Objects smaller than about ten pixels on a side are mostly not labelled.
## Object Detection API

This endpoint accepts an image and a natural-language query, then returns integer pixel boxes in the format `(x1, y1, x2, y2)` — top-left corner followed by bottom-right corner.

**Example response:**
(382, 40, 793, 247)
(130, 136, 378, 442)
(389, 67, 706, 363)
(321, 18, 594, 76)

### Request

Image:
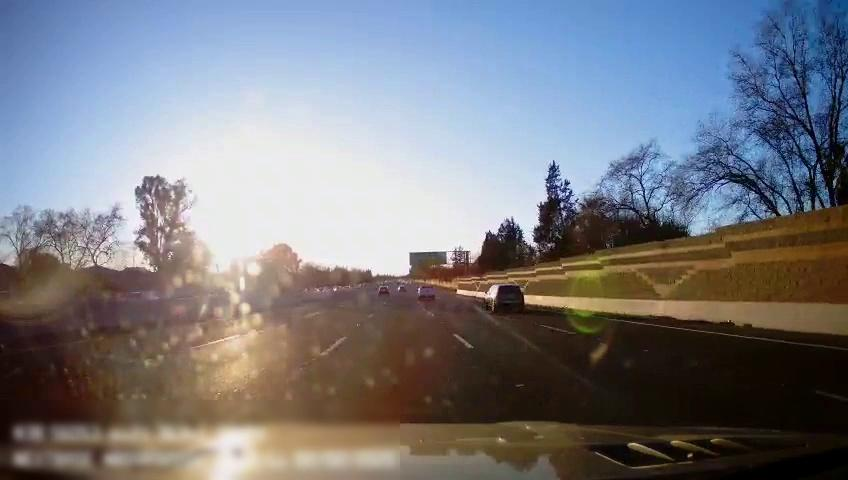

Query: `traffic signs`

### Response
(409, 251, 447, 265)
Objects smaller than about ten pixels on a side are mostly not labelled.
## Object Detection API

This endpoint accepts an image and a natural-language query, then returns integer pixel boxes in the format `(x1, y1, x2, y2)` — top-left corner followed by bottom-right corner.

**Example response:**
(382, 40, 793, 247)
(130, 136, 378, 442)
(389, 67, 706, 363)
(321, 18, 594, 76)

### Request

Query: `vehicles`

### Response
(378, 285, 390, 297)
(483, 283, 524, 313)
(126, 290, 160, 302)
(415, 285, 435, 301)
